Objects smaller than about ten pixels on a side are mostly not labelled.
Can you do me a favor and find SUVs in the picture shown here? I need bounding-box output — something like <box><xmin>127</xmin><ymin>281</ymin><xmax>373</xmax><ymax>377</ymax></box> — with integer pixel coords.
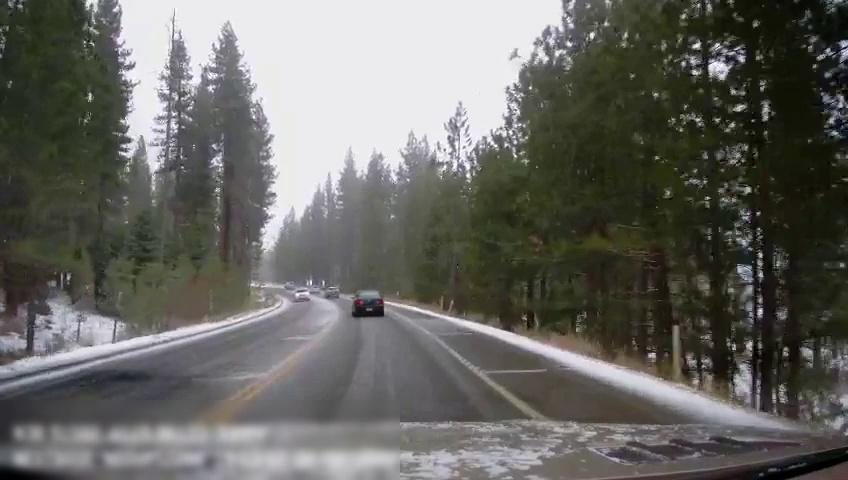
<box><xmin>293</xmin><ymin>286</ymin><xmax>310</xmax><ymax>301</ymax></box>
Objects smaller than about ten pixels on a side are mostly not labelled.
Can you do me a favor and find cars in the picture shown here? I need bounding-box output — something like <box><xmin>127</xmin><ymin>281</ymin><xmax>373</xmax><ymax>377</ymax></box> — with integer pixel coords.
<box><xmin>324</xmin><ymin>286</ymin><xmax>339</xmax><ymax>299</ymax></box>
<box><xmin>351</xmin><ymin>290</ymin><xmax>385</xmax><ymax>318</ymax></box>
